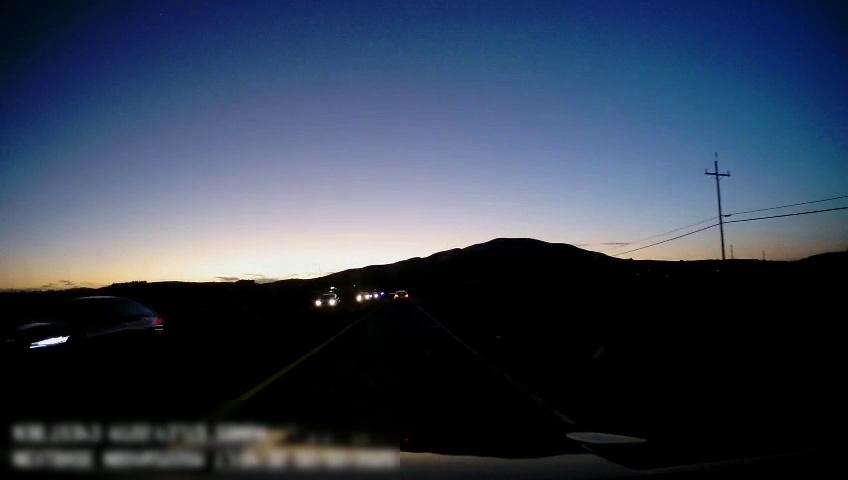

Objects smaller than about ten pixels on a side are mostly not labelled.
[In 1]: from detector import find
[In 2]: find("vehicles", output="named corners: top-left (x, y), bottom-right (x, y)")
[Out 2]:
top-left (0, 294), bottom-right (166, 366)
top-left (314, 293), bottom-right (341, 309)
top-left (393, 290), bottom-right (409, 304)
top-left (355, 291), bottom-right (373, 303)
